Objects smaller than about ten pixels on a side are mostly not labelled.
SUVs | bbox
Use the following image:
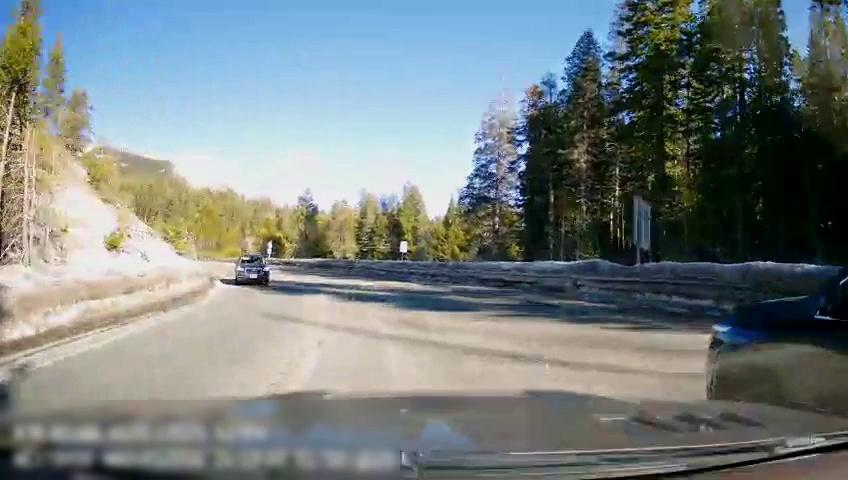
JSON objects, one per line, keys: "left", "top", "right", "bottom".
{"left": 705, "top": 261, "right": 848, "bottom": 417}
{"left": 235, "top": 253, "right": 270, "bottom": 286}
